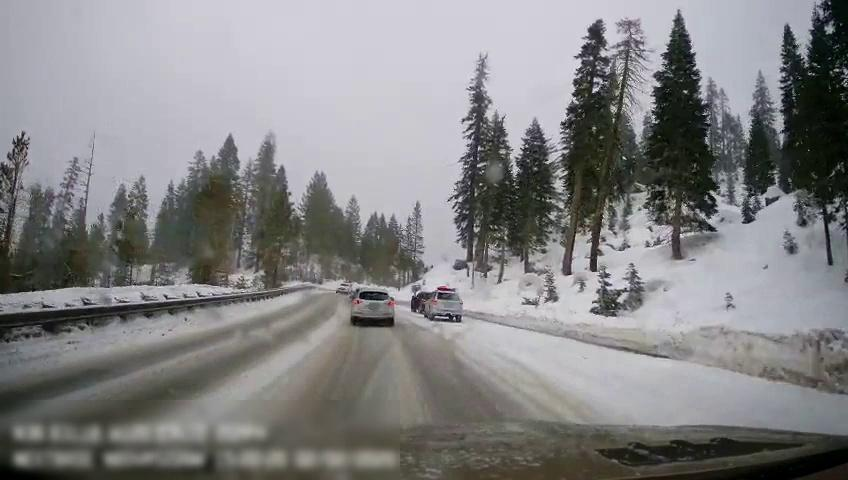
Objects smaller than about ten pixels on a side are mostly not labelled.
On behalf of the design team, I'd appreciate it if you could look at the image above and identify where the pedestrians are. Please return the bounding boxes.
[412,296,417,313]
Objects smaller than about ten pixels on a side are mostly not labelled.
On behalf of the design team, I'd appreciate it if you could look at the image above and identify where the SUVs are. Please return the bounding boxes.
[350,288,396,329]
[337,282,352,295]
[409,290,434,315]
[423,290,464,323]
